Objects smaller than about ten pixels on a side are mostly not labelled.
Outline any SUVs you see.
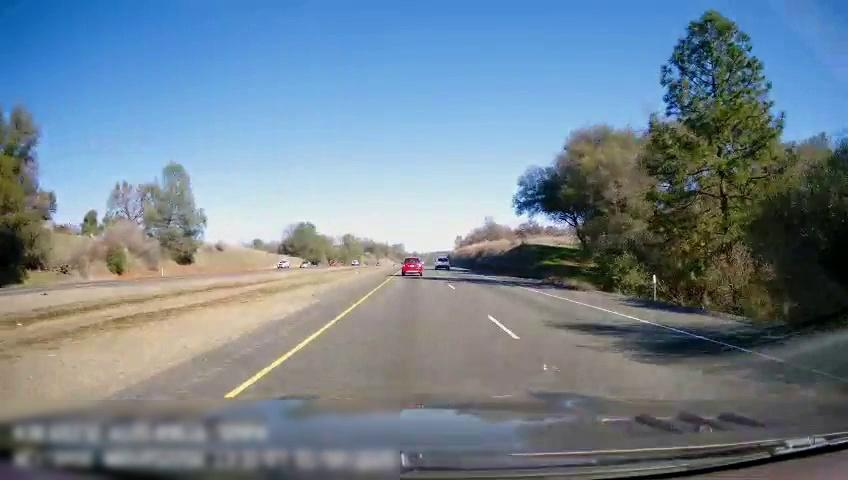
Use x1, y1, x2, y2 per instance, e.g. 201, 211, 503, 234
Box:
276, 261, 291, 270
434, 257, 450, 270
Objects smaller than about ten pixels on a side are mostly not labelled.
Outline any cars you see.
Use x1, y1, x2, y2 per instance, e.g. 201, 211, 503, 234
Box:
401, 256, 424, 277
